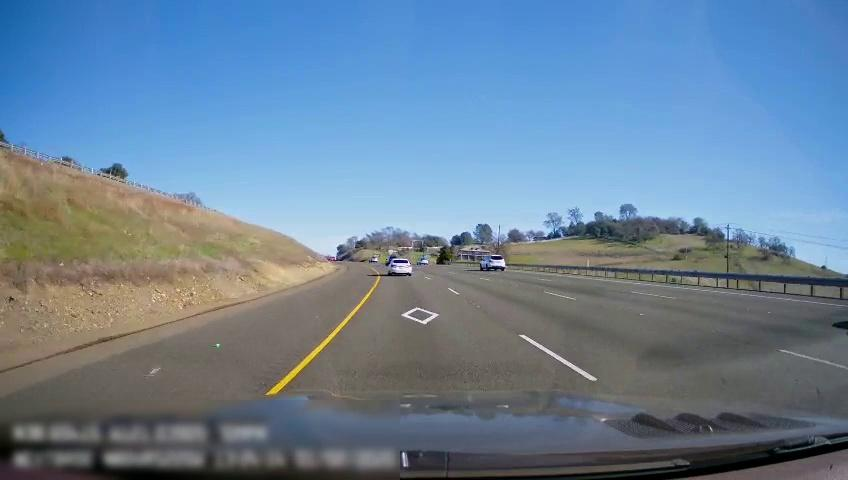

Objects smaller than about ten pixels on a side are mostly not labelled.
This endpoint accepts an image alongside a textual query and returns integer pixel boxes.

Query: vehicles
[388,258,412,276]
[385,256,398,266]
[479,254,505,272]
[417,258,429,266]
